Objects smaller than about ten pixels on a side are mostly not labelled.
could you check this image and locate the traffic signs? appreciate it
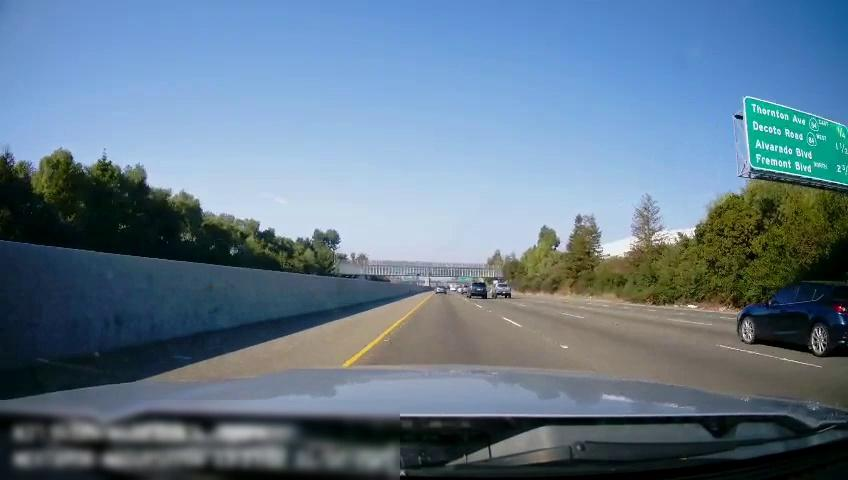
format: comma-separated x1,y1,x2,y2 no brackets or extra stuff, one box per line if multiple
742,92,848,185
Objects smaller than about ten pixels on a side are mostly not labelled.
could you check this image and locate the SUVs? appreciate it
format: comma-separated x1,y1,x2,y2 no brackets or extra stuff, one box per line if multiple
466,282,487,299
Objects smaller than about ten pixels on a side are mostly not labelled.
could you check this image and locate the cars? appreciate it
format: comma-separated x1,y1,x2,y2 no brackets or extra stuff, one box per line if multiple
435,285,447,295
735,279,848,358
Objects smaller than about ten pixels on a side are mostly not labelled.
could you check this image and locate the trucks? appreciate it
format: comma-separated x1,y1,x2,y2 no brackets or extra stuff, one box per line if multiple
491,282,512,299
